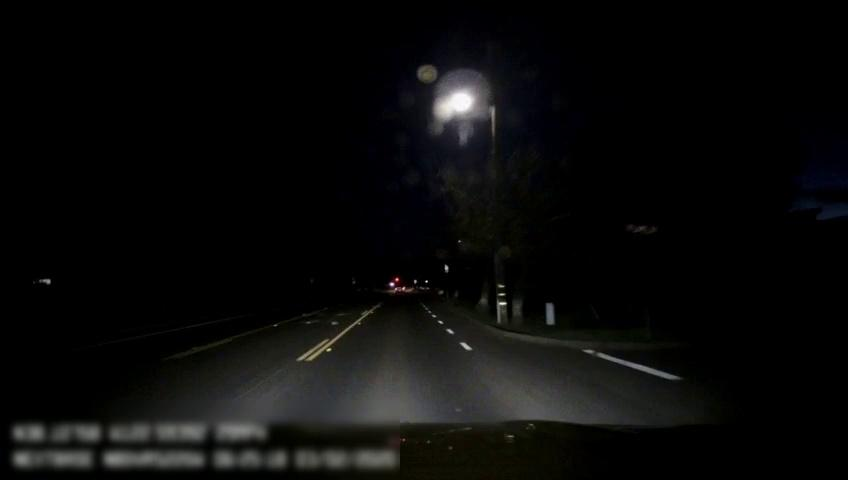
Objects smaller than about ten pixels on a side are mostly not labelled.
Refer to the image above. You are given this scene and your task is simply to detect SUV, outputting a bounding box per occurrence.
[393,283,406,292]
